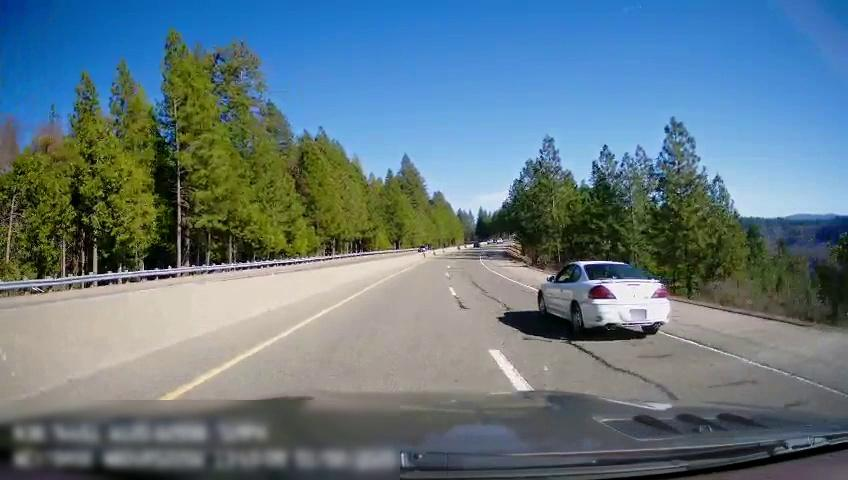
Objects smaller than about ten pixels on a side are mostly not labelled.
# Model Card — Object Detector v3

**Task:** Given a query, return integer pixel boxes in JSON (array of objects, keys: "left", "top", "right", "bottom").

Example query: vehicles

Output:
[
  {"left": 416, "top": 244, "right": 431, "bottom": 254},
  {"left": 538, "top": 260, "right": 671, "bottom": 339}
]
